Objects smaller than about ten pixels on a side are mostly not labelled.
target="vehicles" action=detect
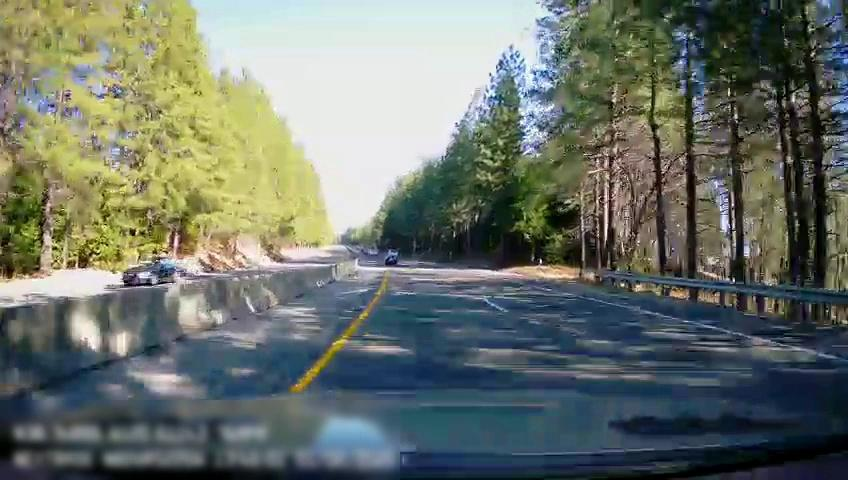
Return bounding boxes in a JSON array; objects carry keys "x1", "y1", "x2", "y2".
[
  {"x1": 121, "y1": 257, "x2": 185, "y2": 286},
  {"x1": 388, "y1": 248, "x2": 399, "y2": 256},
  {"x1": 384, "y1": 254, "x2": 399, "y2": 266}
]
